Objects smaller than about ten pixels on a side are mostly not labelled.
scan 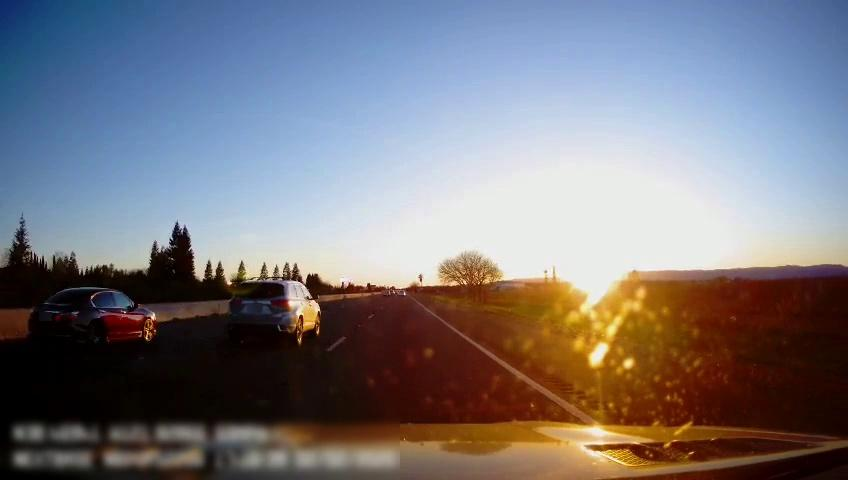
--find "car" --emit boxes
[27,287,158,354]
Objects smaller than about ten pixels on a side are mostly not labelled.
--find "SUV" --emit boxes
[227,276,323,346]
